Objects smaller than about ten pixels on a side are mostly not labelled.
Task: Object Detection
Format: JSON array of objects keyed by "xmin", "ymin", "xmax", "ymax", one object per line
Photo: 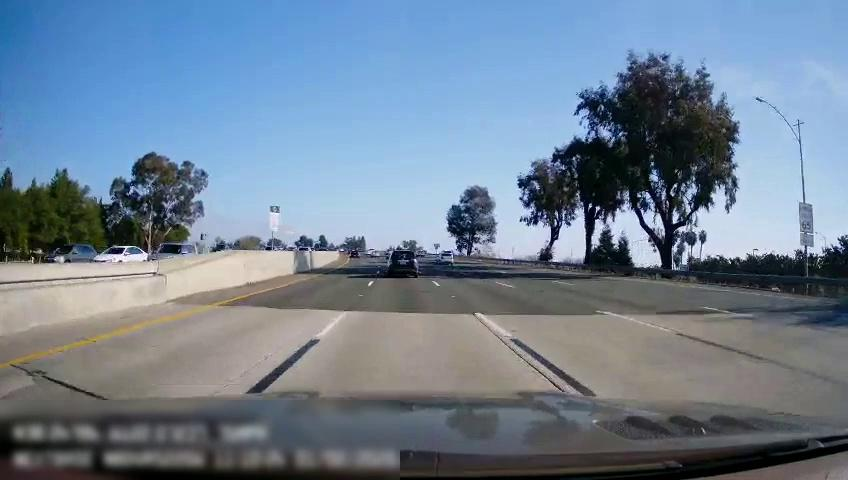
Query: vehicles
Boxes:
[
  {"xmin": 262, "ymin": 245, "xmax": 279, "ymax": 251},
  {"xmin": 211, "ymin": 242, "xmax": 232, "ymax": 253},
  {"xmin": 385, "ymin": 249, "xmax": 418, "ymax": 279},
  {"xmin": 437, "ymin": 252, "xmax": 454, "ymax": 264},
  {"xmin": 147, "ymin": 242, "xmax": 193, "ymax": 263},
  {"xmin": 92, "ymin": 244, "xmax": 150, "ymax": 263},
  {"xmin": 297, "ymin": 246, "xmax": 313, "ymax": 252},
  {"xmin": 42, "ymin": 242, "xmax": 100, "ymax": 264}
]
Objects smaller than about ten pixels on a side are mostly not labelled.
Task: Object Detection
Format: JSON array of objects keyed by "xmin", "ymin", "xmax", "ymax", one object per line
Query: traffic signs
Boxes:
[
  {"xmin": 268, "ymin": 204, "xmax": 282, "ymax": 230},
  {"xmin": 799, "ymin": 233, "xmax": 815, "ymax": 247},
  {"xmin": 798, "ymin": 201, "xmax": 815, "ymax": 234}
]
